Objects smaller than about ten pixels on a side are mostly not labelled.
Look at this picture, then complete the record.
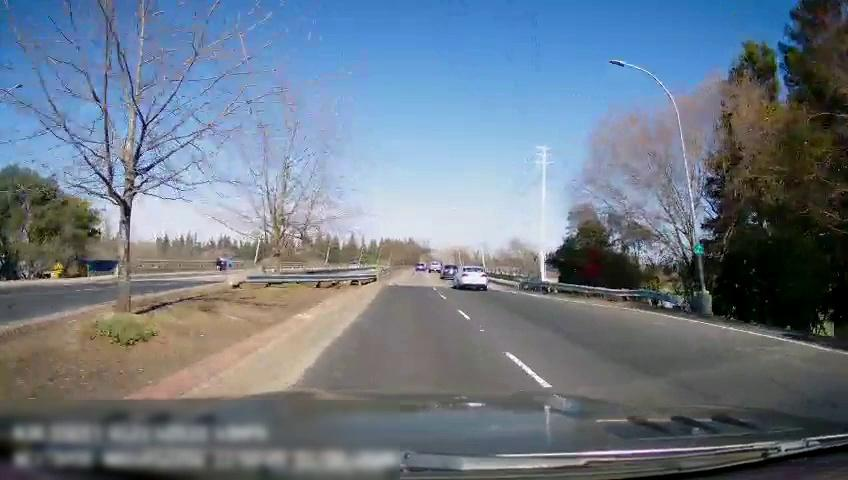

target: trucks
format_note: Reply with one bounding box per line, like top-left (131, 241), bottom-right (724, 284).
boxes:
top-left (428, 260), bottom-right (441, 273)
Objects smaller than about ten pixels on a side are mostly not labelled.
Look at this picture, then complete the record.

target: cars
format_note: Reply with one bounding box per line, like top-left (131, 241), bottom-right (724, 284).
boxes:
top-left (439, 265), bottom-right (456, 279)
top-left (453, 265), bottom-right (488, 291)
